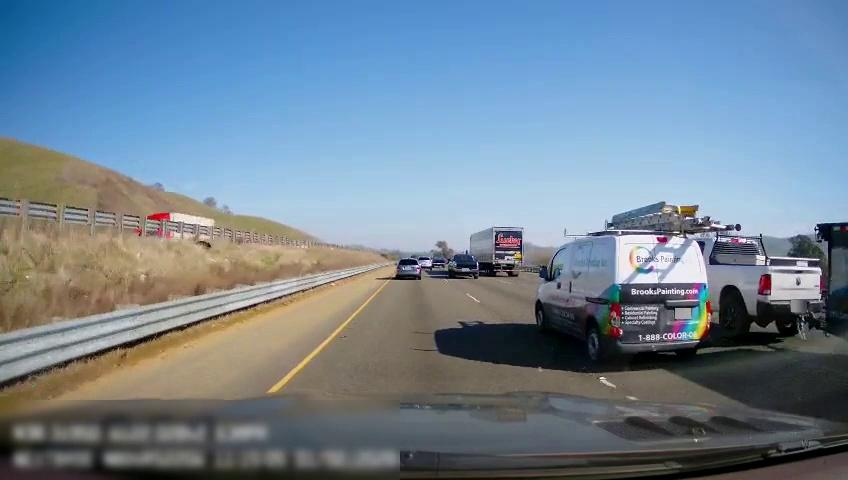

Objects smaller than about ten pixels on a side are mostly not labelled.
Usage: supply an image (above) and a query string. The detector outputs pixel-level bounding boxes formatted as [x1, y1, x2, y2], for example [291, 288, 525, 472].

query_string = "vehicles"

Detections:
[136, 211, 216, 242]
[533, 199, 742, 362]
[416, 255, 433, 270]
[465, 225, 525, 278]
[430, 255, 446, 268]
[682, 230, 826, 340]
[798, 220, 848, 343]
[447, 254, 480, 280]
[394, 258, 422, 280]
